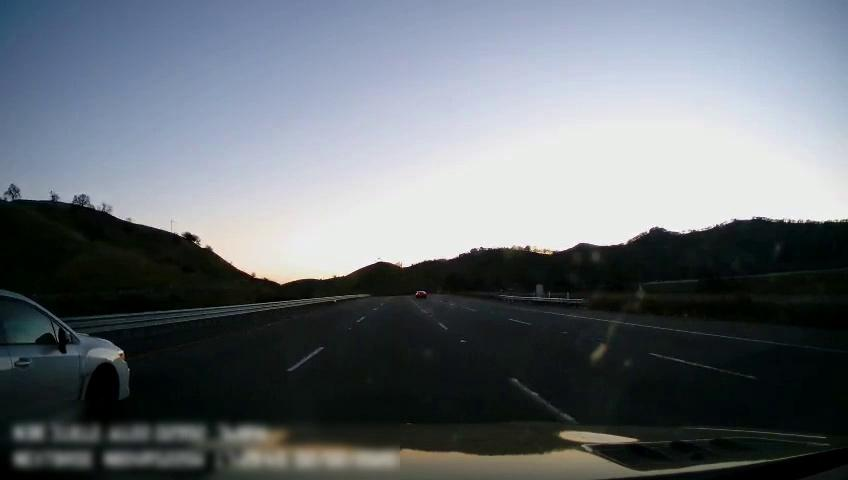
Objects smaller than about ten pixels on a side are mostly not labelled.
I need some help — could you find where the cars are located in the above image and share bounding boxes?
[416,291,427,300]
[0,289,132,443]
